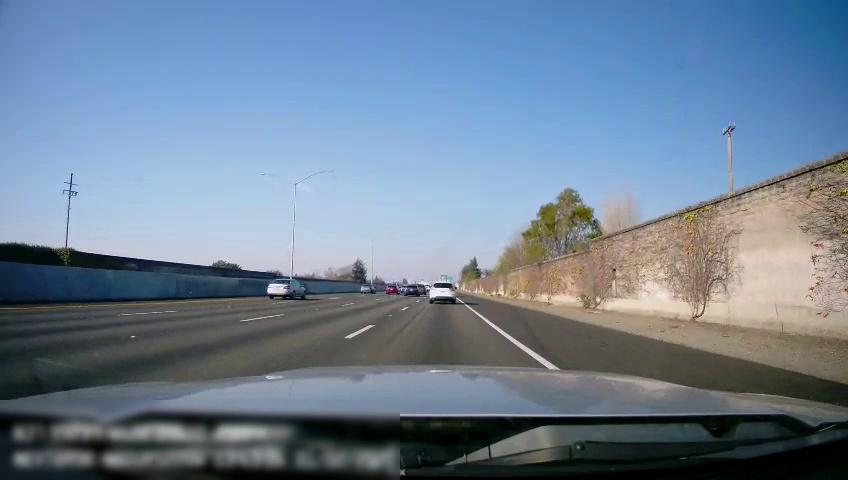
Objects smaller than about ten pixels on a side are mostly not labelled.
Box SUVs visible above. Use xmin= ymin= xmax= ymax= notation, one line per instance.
xmin=415 ymin=284 xmax=427 ymax=295
xmin=429 ymin=281 xmax=458 ymax=304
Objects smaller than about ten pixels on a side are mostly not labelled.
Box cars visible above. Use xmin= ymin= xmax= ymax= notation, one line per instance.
xmin=266 ymin=278 xmax=307 ymax=300
xmin=403 ymin=285 xmax=420 ymax=297
xmin=360 ymin=284 xmax=377 ymax=294
xmin=385 ymin=285 xmax=400 ymax=295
